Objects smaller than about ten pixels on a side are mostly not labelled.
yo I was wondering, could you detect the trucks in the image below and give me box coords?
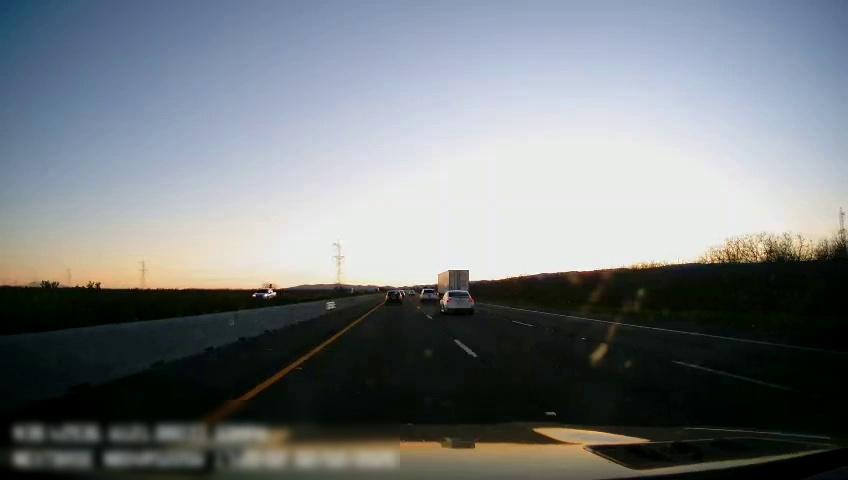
[437,269,471,304]
[251,288,277,300]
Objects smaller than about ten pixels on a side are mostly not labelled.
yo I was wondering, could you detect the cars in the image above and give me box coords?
[439,289,475,314]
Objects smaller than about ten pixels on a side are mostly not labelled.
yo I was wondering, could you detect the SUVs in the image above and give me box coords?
[385,290,403,305]
[418,288,439,304]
